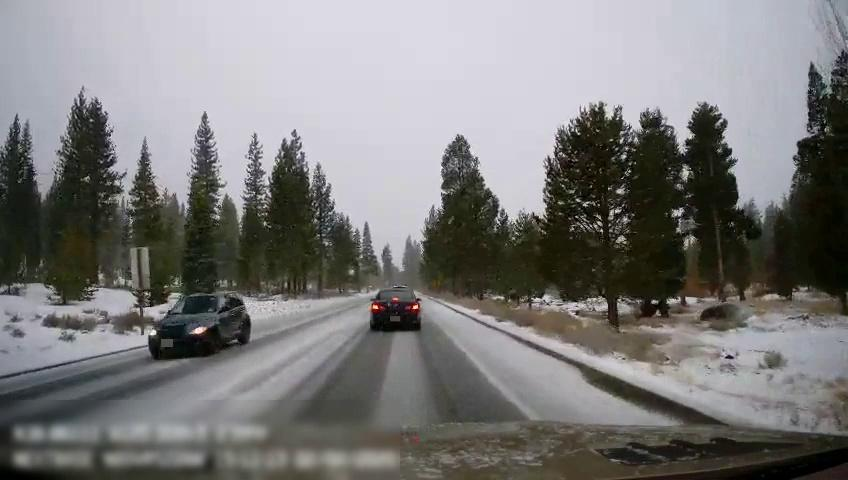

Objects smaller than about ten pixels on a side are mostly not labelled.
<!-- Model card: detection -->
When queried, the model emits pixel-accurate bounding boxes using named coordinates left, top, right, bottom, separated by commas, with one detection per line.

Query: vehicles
left=391, top=285, right=408, bottom=290
left=370, top=289, right=422, bottom=331
left=147, top=293, right=252, bottom=360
